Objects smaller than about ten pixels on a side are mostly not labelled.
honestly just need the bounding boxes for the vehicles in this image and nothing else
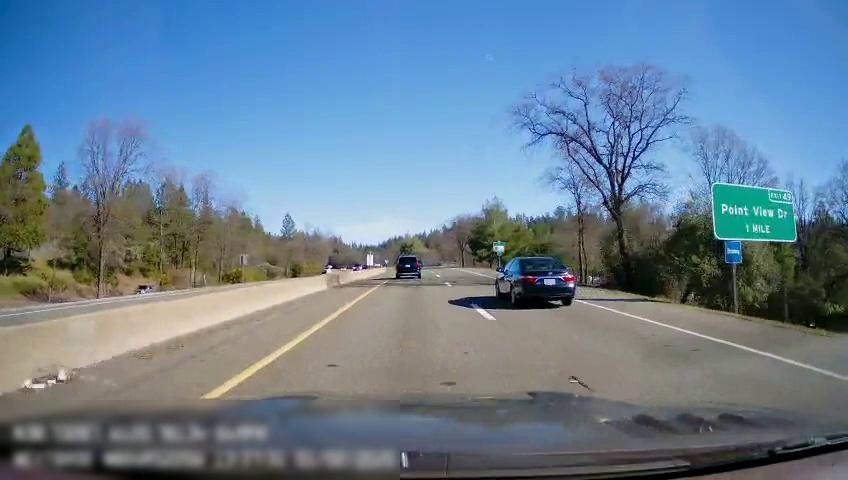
[394,256,423,280]
[495,257,578,310]
[318,264,333,275]
[132,284,153,296]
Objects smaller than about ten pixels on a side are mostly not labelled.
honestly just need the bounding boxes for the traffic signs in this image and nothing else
[724,241,742,264]
[710,182,797,242]
[493,241,505,253]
